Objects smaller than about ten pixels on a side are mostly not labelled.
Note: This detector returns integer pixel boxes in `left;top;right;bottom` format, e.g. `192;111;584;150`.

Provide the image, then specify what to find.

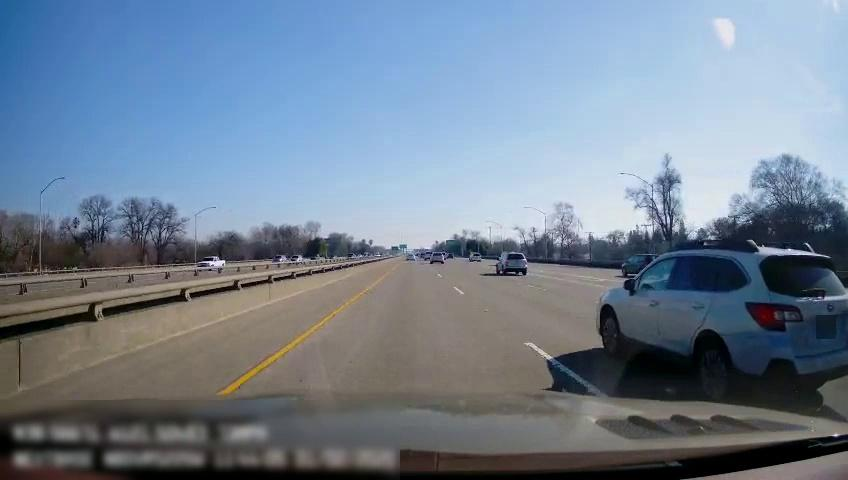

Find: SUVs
430;252;445;265
271;255;288;265
468;252;482;263
496;250;529;277
288;255;303;264
597;238;848;403
620;253;662;279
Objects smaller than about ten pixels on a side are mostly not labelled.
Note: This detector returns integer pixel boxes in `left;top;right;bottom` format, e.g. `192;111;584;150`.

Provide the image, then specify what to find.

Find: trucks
197;255;227;273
